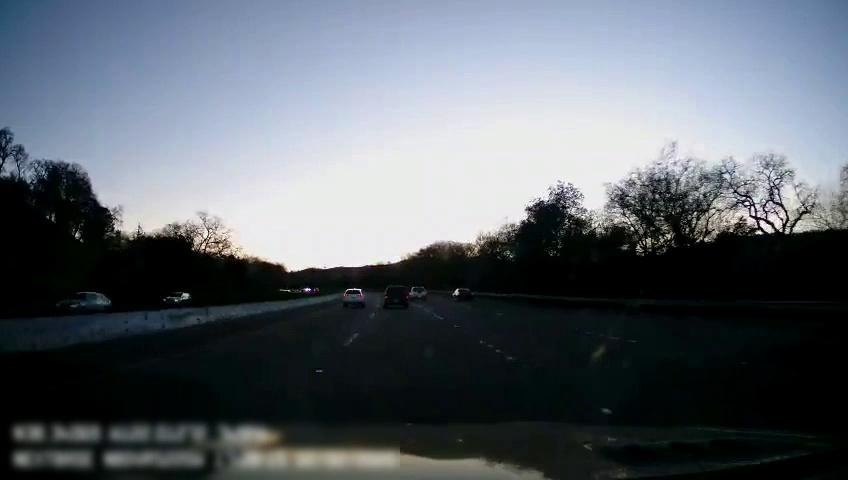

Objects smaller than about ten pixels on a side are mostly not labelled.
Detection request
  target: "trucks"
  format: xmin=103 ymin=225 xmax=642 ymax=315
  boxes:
xmin=411 ymin=287 xmax=427 ymax=302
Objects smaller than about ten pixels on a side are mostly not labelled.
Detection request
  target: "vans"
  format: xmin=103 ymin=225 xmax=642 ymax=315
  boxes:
xmin=384 ymin=286 xmax=409 ymax=309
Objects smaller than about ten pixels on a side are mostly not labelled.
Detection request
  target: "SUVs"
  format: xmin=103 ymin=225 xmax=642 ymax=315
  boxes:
xmin=343 ymin=289 xmax=366 ymax=308
xmin=451 ymin=288 xmax=471 ymax=302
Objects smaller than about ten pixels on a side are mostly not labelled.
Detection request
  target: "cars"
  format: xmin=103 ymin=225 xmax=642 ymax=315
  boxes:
xmin=162 ymin=292 xmax=192 ymax=306
xmin=55 ymin=291 xmax=113 ymax=316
